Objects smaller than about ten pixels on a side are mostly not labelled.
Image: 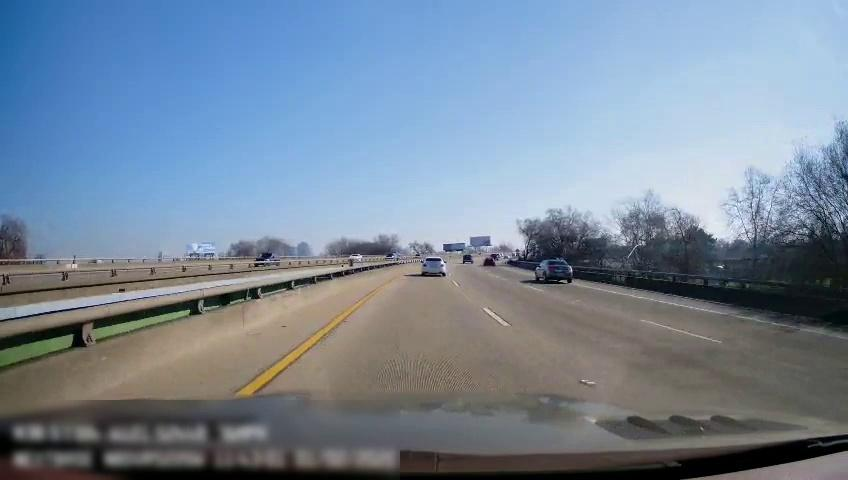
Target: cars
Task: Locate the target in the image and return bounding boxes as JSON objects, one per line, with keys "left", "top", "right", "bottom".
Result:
{"left": 534, "top": 259, "right": 573, "bottom": 284}
{"left": 420, "top": 255, "right": 447, "bottom": 277}
{"left": 348, "top": 253, "right": 363, "bottom": 261}
{"left": 483, "top": 258, "right": 495, "bottom": 266}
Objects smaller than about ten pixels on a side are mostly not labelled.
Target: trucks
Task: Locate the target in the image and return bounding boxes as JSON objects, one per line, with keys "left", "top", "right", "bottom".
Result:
{"left": 255, "top": 252, "right": 281, "bottom": 267}
{"left": 462, "top": 254, "right": 474, "bottom": 264}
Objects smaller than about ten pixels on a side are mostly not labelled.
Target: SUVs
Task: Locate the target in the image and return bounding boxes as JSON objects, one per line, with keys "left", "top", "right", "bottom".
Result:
{"left": 384, "top": 252, "right": 398, "bottom": 260}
